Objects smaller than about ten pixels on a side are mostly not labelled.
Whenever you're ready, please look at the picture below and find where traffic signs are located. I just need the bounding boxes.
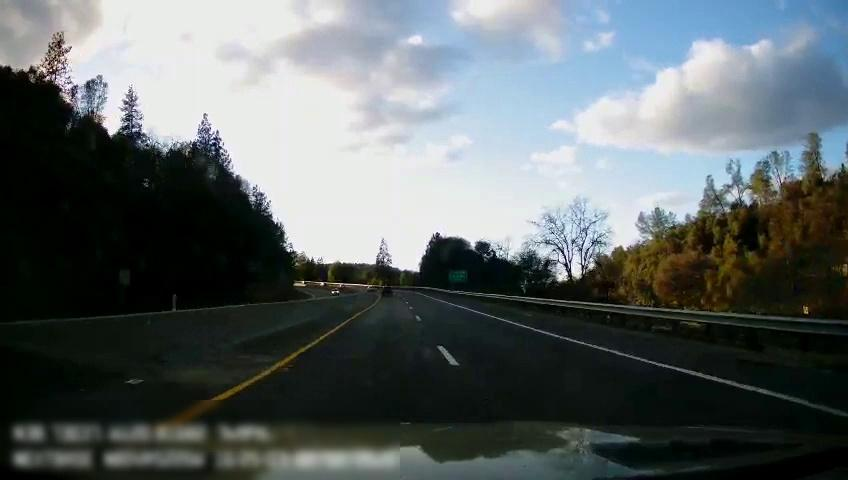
[449,269,468,283]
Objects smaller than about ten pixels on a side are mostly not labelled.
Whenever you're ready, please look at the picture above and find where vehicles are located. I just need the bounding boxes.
[381,286,392,296]
[331,288,340,296]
